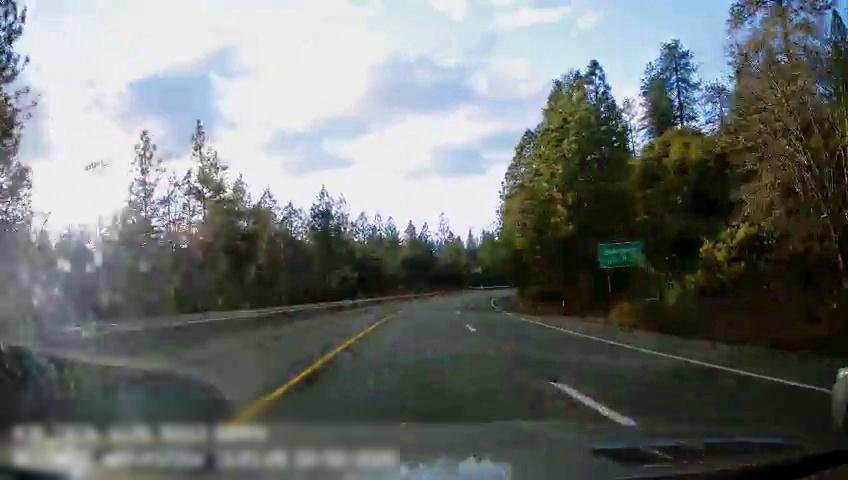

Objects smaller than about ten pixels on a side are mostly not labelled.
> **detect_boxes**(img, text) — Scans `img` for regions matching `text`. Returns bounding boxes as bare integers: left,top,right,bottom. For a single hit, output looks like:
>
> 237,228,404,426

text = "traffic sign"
597,240,645,269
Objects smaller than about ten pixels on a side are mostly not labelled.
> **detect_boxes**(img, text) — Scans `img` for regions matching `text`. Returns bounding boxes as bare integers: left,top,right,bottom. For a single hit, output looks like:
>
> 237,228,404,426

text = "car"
829,367,848,439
